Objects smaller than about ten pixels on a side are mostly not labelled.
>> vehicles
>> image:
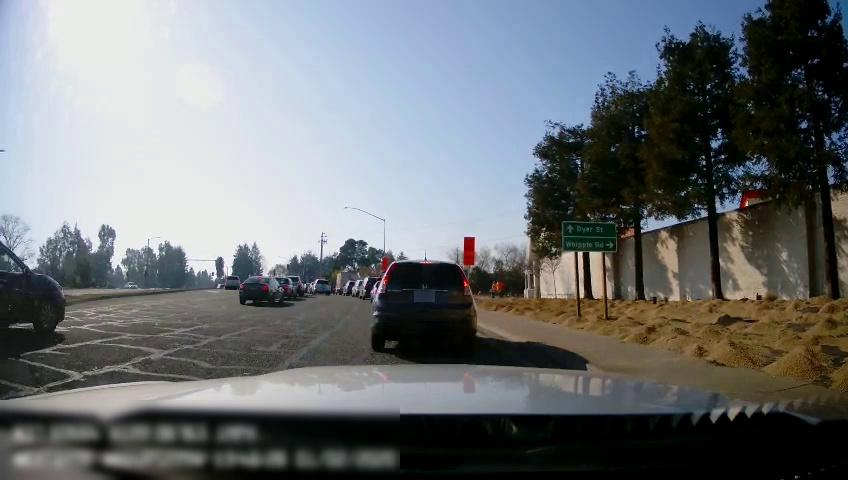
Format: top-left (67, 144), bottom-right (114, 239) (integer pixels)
top-left (312, 279), bottom-right (331, 295)
top-left (224, 275), bottom-right (241, 291)
top-left (122, 281), bottom-right (140, 289)
top-left (0, 240), bottom-right (66, 338)
top-left (351, 280), bottom-right (363, 298)
top-left (287, 276), bottom-right (305, 298)
top-left (342, 281), bottom-right (357, 297)
top-left (334, 271), bottom-right (359, 297)
top-left (238, 275), bottom-right (285, 306)
top-left (272, 276), bottom-right (297, 300)
top-left (359, 276), bottom-right (383, 301)
top-left (368, 260), bottom-right (478, 352)
top-left (369, 280), bottom-right (381, 305)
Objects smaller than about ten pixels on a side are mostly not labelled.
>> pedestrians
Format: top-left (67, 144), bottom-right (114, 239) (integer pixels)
top-left (488, 279), bottom-right (497, 297)
top-left (497, 278), bottom-right (505, 296)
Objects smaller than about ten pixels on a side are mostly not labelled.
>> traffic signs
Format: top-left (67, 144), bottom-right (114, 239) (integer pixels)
top-left (562, 221), bottom-right (619, 253)
top-left (380, 256), bottom-right (388, 273)
top-left (464, 236), bottom-right (475, 267)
